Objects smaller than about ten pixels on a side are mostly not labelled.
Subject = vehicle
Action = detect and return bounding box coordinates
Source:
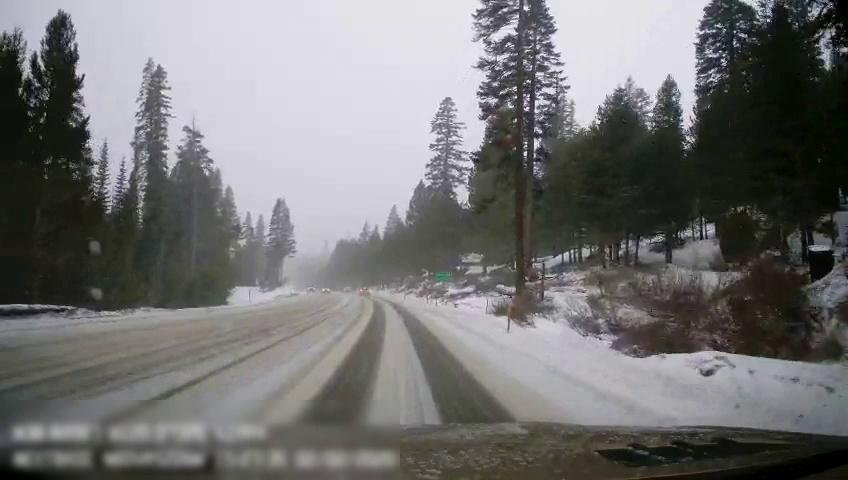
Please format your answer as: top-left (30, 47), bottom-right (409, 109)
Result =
top-left (358, 287), bottom-right (369, 296)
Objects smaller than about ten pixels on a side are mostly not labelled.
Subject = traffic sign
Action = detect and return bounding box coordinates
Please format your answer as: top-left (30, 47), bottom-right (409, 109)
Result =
top-left (435, 270), bottom-right (453, 282)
